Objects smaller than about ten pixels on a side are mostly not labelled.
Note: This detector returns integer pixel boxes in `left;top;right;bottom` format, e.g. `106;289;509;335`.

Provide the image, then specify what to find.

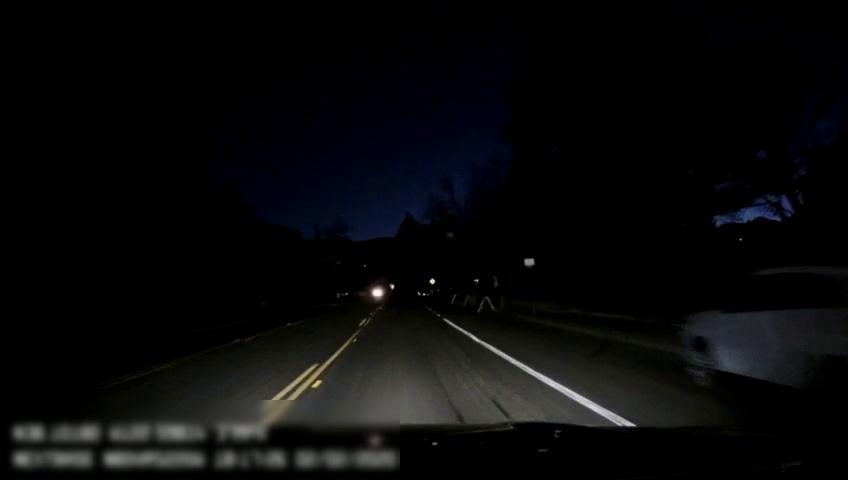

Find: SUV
681;265;848;413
